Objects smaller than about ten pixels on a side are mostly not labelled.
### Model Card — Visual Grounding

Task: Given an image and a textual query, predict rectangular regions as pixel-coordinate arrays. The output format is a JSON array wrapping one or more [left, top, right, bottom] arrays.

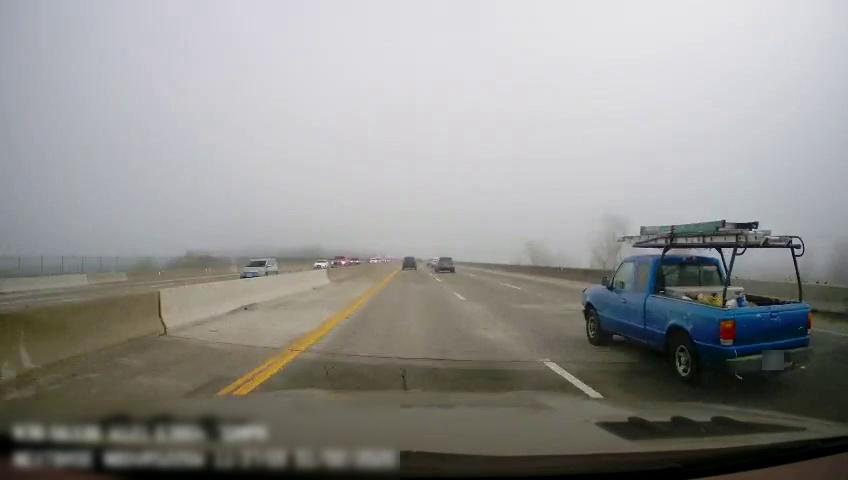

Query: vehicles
[[330, 256, 353, 269], [313, 259, 330, 269], [349, 257, 362, 265], [401, 257, 418, 271], [431, 259, 440, 268], [237, 258, 281, 280], [579, 218, 815, 387], [434, 256, 456, 273]]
